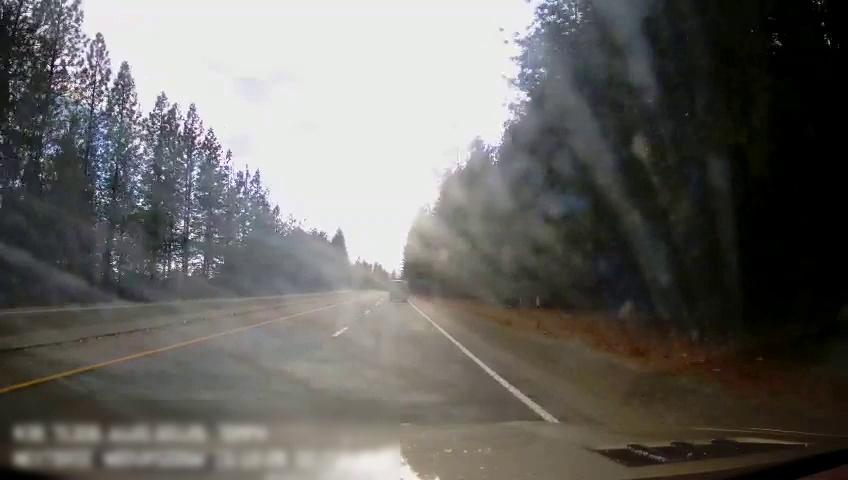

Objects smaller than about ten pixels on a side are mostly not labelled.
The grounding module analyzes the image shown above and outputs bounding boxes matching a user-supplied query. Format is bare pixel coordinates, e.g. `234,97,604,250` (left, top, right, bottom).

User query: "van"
388,279,409,301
